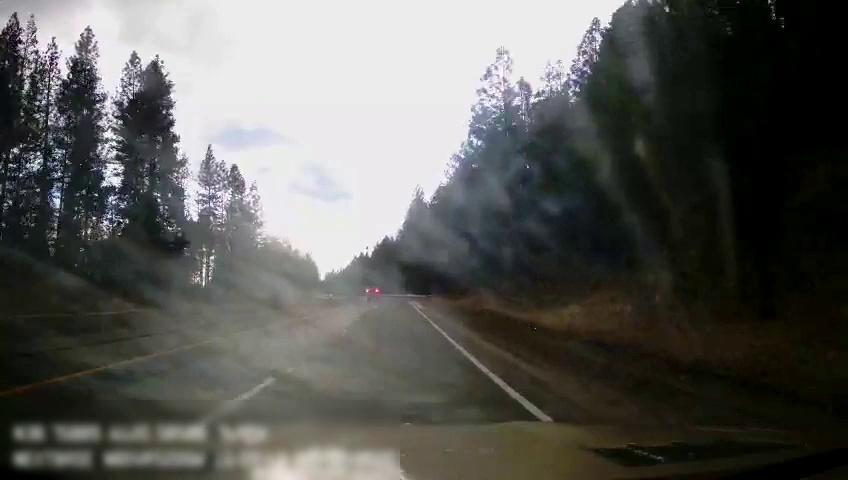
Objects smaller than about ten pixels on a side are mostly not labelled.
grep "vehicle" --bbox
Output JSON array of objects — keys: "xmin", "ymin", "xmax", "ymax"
[{"xmin": 365, "ymin": 284, "xmax": 380, "ymax": 300}]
